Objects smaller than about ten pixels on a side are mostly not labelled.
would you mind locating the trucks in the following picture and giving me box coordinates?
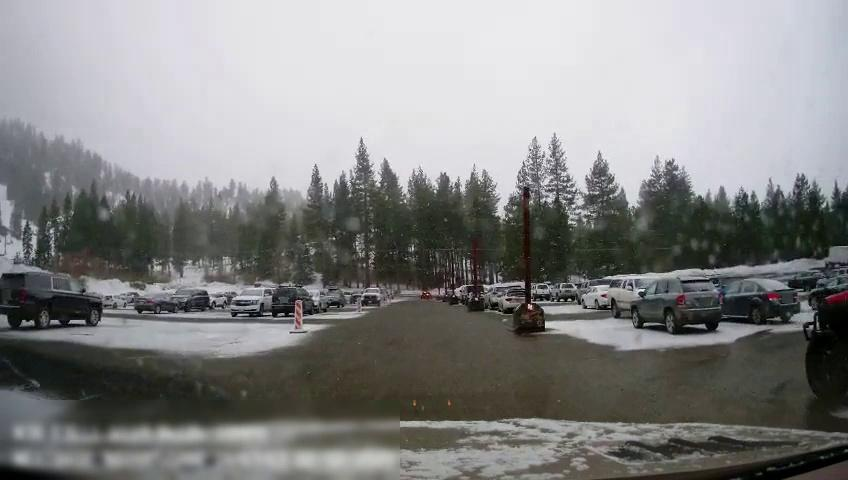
[361,287,381,306]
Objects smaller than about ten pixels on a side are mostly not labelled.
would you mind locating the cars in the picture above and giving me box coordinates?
[580,286,608,310]
[137,293,177,315]
[497,288,534,314]
[307,290,328,313]
[209,293,228,310]
[715,278,801,324]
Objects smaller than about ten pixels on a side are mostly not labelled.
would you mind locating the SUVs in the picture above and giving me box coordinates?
[484,286,509,310]
[272,285,314,316]
[0,272,103,330]
[607,275,658,318]
[799,287,848,403]
[327,289,345,308]
[552,282,579,302]
[531,283,552,301]
[168,289,209,312]
[231,287,276,318]
[629,278,724,334]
